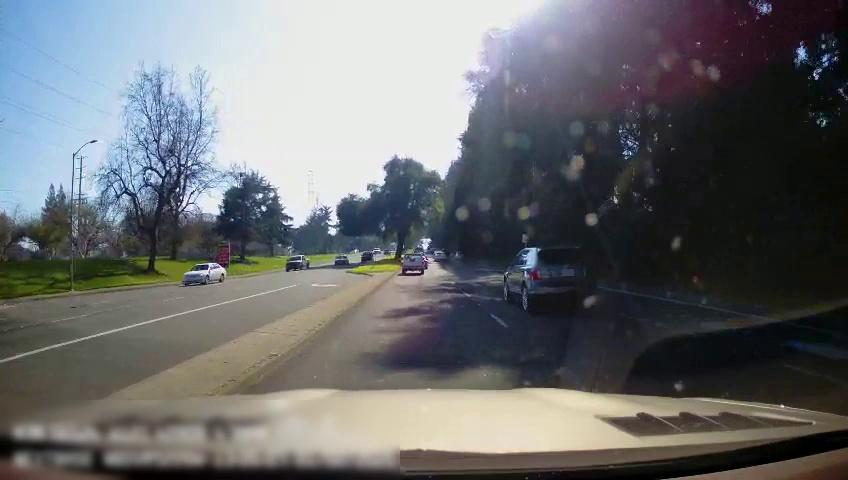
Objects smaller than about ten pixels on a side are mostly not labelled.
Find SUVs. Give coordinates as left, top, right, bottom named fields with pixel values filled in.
left=502, top=243, right=596, bottom=313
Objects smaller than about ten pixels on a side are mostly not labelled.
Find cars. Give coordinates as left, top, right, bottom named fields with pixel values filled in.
left=182, top=263, right=227, bottom=286
left=360, top=251, right=374, bottom=262
left=433, top=250, right=447, bottom=262
left=334, top=255, right=350, bottom=266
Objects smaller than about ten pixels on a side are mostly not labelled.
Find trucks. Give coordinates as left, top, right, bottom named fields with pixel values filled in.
left=285, top=254, right=311, bottom=271
left=400, top=251, right=425, bottom=275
